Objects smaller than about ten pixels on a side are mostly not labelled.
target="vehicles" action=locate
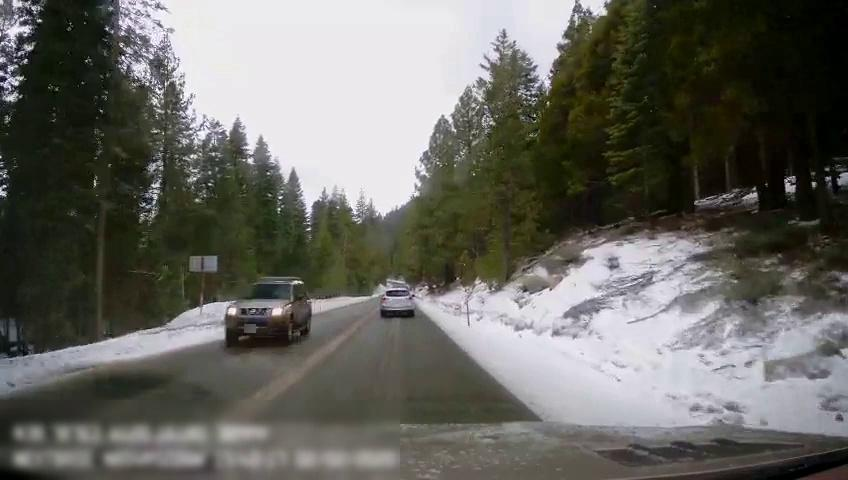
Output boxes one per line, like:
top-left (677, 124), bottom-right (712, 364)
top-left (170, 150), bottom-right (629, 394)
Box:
top-left (224, 276), bottom-right (312, 346)
top-left (391, 285), bottom-right (409, 289)
top-left (380, 288), bottom-right (416, 317)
